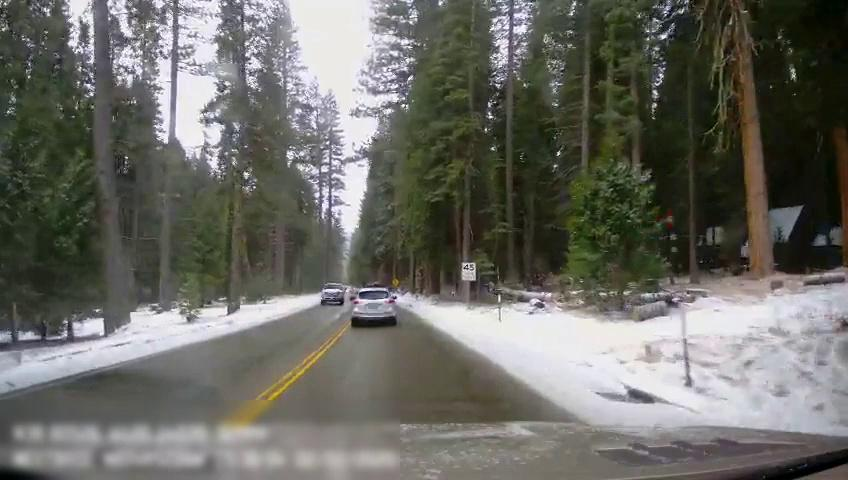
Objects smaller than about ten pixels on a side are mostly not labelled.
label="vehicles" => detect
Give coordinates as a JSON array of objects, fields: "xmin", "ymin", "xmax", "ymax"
[
  {"xmin": 320, "ymin": 282, "xmax": 346, "ymax": 306},
  {"xmin": 349, "ymin": 287, "xmax": 398, "ymax": 328},
  {"xmin": 362, "ymin": 282, "xmax": 382, "ymax": 291}
]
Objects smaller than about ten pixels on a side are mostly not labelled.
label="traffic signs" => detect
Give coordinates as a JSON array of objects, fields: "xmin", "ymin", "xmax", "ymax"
[{"xmin": 460, "ymin": 261, "xmax": 477, "ymax": 282}]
